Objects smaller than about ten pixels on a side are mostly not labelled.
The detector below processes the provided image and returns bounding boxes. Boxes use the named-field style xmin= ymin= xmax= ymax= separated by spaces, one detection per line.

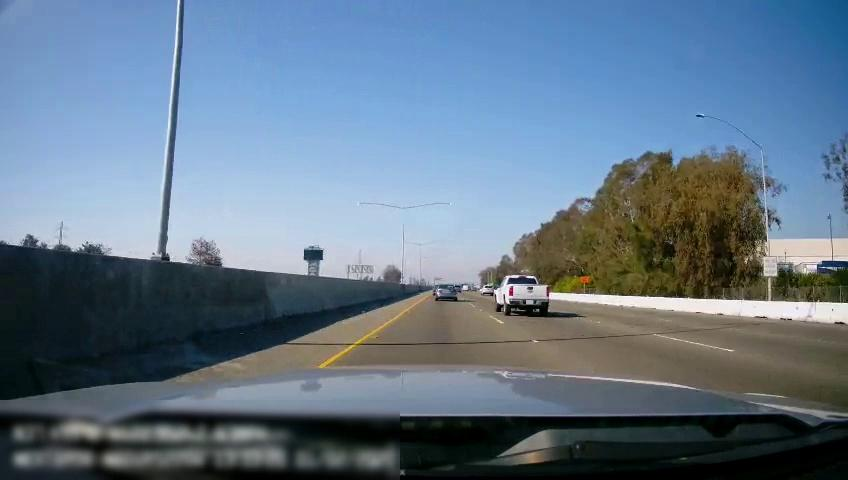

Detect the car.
xmin=433 ymin=283 xmax=459 ymax=302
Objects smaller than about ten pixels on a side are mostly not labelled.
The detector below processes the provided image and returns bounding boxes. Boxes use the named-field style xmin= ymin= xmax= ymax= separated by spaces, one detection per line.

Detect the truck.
xmin=494 ymin=275 xmax=550 ymax=316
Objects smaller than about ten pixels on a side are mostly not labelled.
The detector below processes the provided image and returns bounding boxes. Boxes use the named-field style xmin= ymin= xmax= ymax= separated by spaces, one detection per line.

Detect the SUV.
xmin=481 ymin=283 xmax=495 ymax=296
